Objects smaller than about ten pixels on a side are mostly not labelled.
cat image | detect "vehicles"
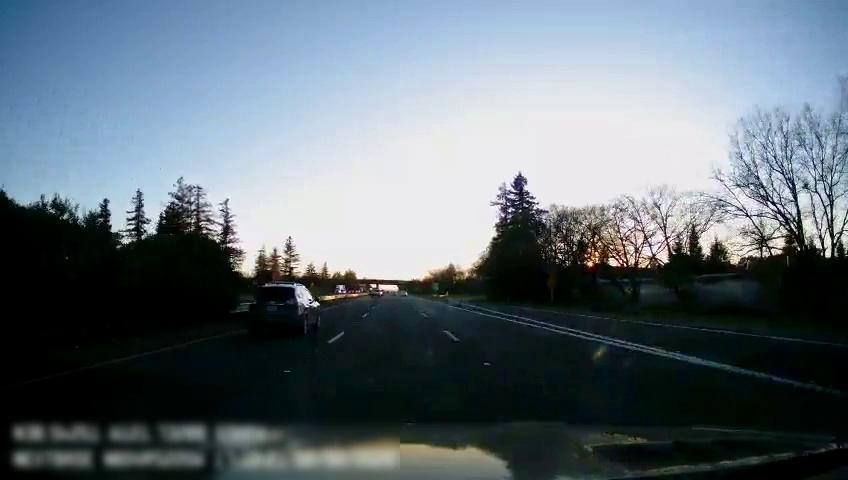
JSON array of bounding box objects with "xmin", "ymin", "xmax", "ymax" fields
[
  {"xmin": 248, "ymin": 282, "xmax": 322, "ymax": 338},
  {"xmin": 372, "ymin": 289, "xmax": 383, "ymax": 298}
]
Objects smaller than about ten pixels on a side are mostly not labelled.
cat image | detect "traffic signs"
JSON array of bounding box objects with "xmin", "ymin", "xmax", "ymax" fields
[{"xmin": 548, "ymin": 272, "xmax": 559, "ymax": 285}]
